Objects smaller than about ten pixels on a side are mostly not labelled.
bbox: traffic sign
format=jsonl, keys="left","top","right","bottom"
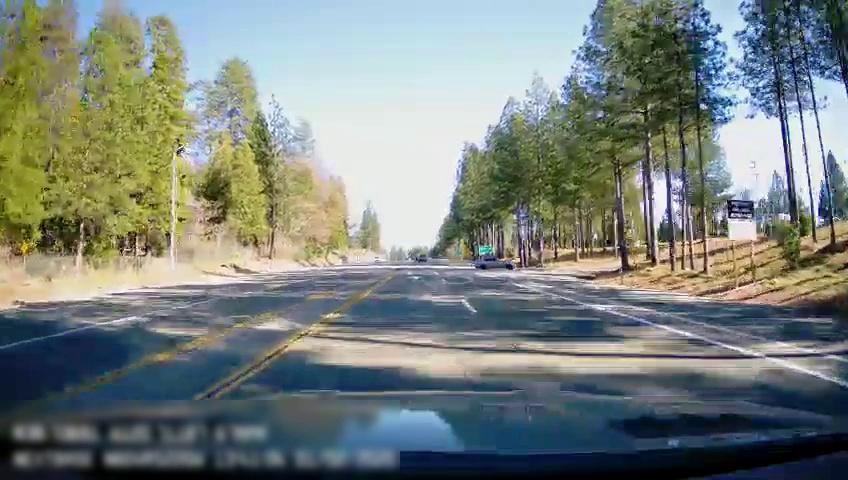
{"left": 478, "top": 244, "right": 497, "bottom": 257}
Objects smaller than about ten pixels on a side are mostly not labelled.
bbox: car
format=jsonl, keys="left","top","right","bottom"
{"left": 475, "top": 254, "right": 515, "bottom": 271}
